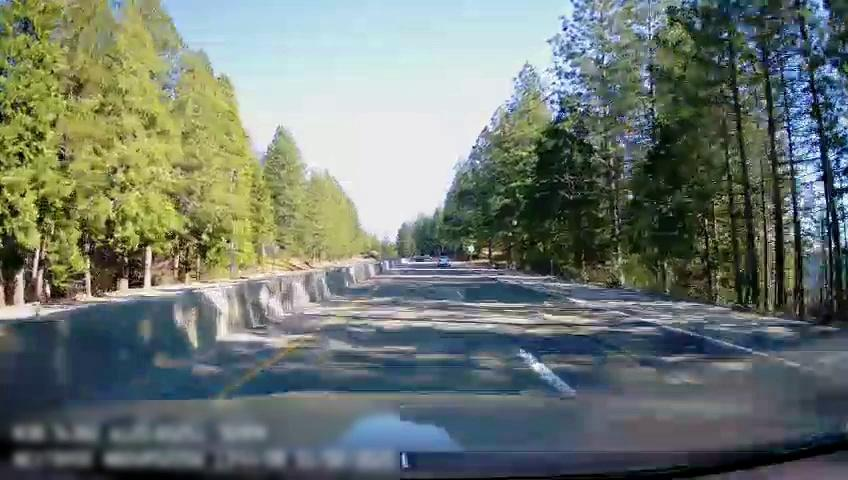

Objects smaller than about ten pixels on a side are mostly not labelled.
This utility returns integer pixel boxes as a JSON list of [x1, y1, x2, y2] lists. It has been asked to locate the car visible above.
[[434, 255, 450, 267]]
